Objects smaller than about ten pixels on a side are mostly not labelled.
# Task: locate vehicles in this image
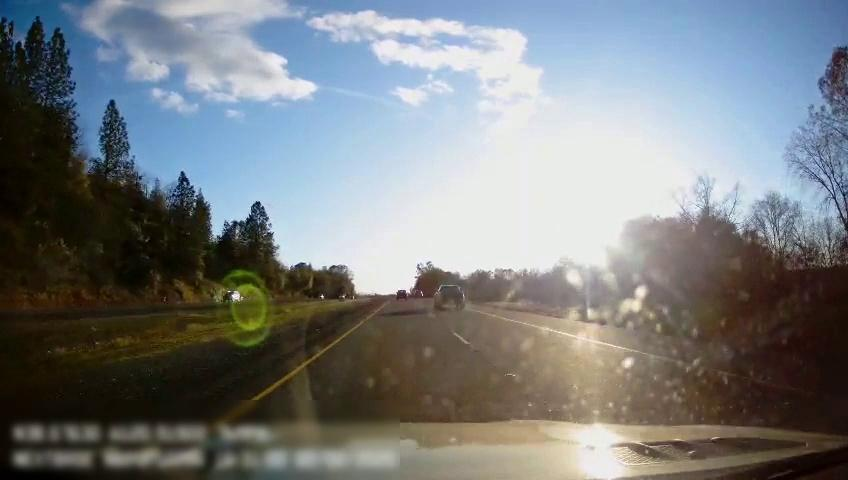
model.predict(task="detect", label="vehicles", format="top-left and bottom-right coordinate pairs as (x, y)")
top-left (395, 290), bottom-right (407, 300)
top-left (434, 287), bottom-right (464, 311)
top-left (222, 291), bottom-right (241, 303)
top-left (412, 289), bottom-right (423, 299)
